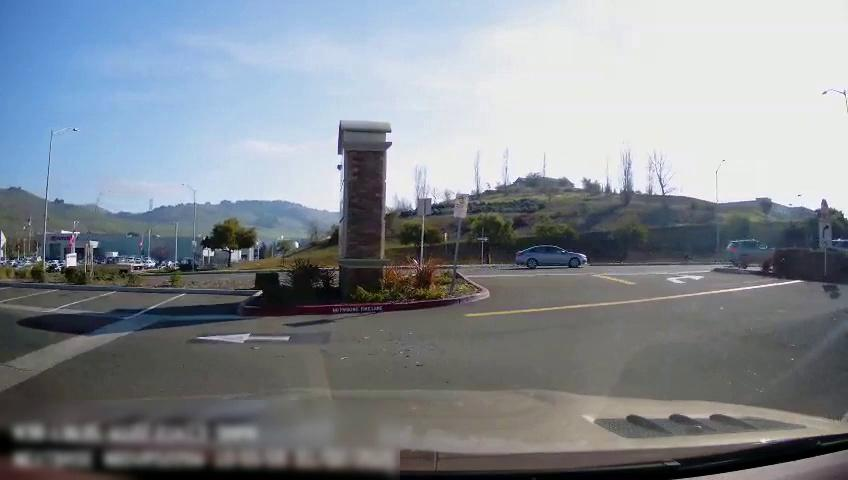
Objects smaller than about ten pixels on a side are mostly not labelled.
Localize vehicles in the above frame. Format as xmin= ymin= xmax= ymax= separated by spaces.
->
xmin=726 ymin=238 xmax=771 ymax=269
xmin=79 ymin=254 xmax=145 ymax=278
xmin=516 ymin=245 xmax=587 ymax=269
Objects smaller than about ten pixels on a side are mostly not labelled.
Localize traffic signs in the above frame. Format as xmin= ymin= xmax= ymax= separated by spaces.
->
xmin=818 ymin=200 xmax=830 ymax=220
xmin=817 ymin=221 xmax=834 ymax=254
